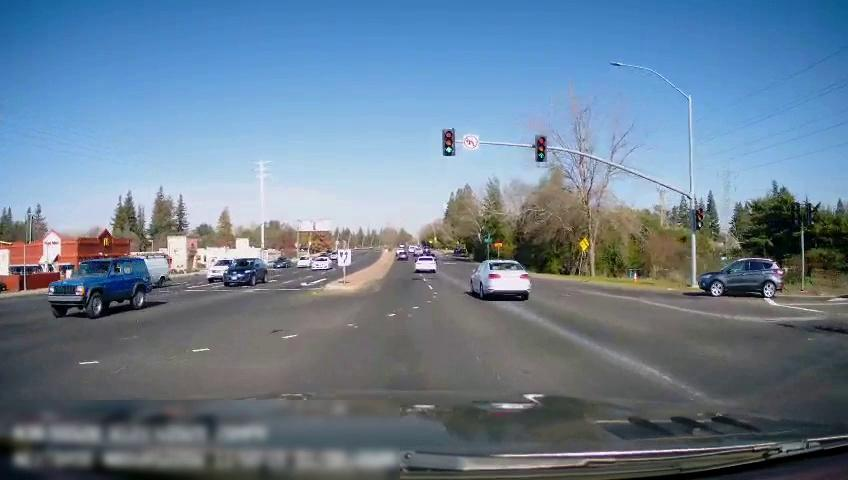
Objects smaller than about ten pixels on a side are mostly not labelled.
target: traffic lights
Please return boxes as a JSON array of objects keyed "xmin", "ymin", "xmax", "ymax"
[
  {"xmin": 443, "ymin": 128, "xmax": 457, "ymax": 156},
  {"xmin": 696, "ymin": 208, "xmax": 704, "ymax": 229},
  {"xmin": 807, "ymin": 201, "xmax": 814, "ymax": 225},
  {"xmin": 791, "ymin": 201, "xmax": 800, "ymax": 227},
  {"xmin": 536, "ymin": 136, "xmax": 547, "ymax": 162}
]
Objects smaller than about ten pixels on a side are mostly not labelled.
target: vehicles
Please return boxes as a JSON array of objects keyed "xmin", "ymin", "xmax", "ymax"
[
  {"xmin": 412, "ymin": 246, "xmax": 423, "ymax": 256},
  {"xmin": 413, "ymin": 256, "xmax": 437, "ymax": 273},
  {"xmin": 696, "ymin": 258, "xmax": 785, "ymax": 299},
  {"xmin": 206, "ymin": 260, "xmax": 233, "ymax": 284},
  {"xmin": 140, "ymin": 255, "xmax": 169, "ymax": 290},
  {"xmin": 48, "ymin": 257, "xmax": 152, "ymax": 321},
  {"xmin": 468, "ymin": 259, "xmax": 531, "ymax": 301},
  {"xmin": 311, "ymin": 257, "xmax": 332, "ymax": 271},
  {"xmin": 271, "ymin": 256, "xmax": 296, "ymax": 269},
  {"xmin": 296, "ymin": 255, "xmax": 312, "ymax": 269},
  {"xmin": 223, "ymin": 257, "xmax": 268, "ymax": 287}
]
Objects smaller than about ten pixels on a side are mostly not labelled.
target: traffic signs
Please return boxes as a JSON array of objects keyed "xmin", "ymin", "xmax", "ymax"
[
  {"xmin": 339, "ymin": 250, "xmax": 352, "ymax": 267},
  {"xmin": 464, "ymin": 134, "xmax": 480, "ymax": 152}
]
